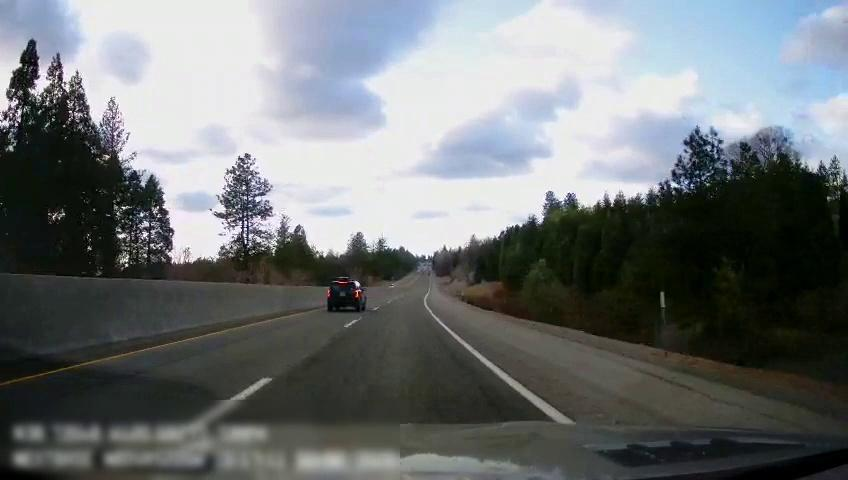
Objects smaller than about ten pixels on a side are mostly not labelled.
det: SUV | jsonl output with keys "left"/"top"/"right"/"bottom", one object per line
{"left": 327, "top": 280, "right": 367, "bottom": 313}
